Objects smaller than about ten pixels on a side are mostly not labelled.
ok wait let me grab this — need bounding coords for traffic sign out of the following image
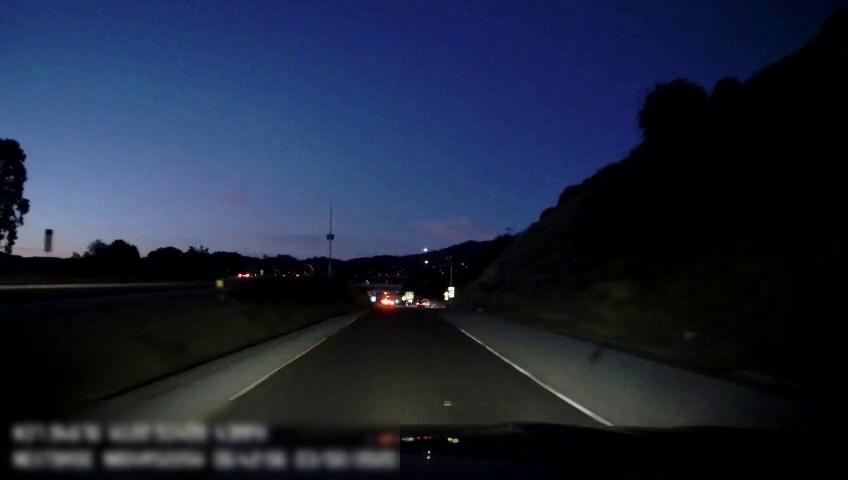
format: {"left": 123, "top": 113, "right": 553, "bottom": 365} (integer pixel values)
{"left": 44, "top": 229, "right": 54, "bottom": 253}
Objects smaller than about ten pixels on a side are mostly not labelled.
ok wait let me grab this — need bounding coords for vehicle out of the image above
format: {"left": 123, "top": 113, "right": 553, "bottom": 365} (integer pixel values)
{"left": 237, "top": 271, "right": 254, "bottom": 280}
